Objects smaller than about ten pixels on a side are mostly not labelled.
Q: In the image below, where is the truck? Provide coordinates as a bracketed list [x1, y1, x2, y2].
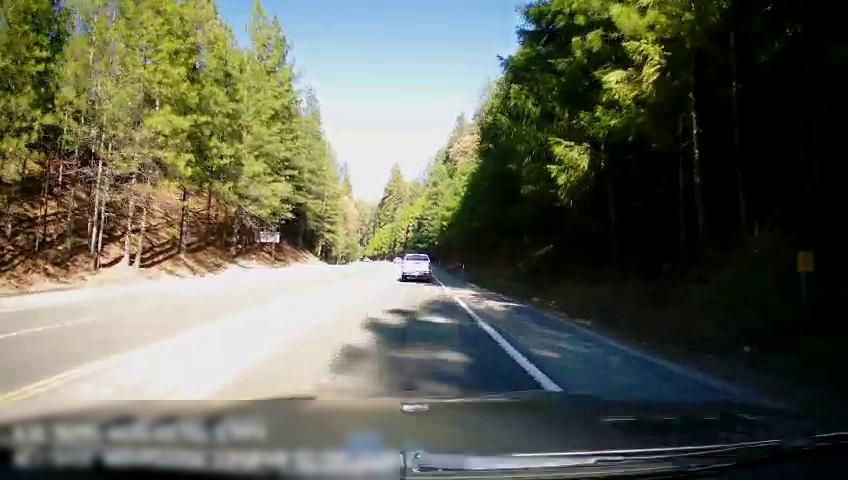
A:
[400, 253, 433, 283]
